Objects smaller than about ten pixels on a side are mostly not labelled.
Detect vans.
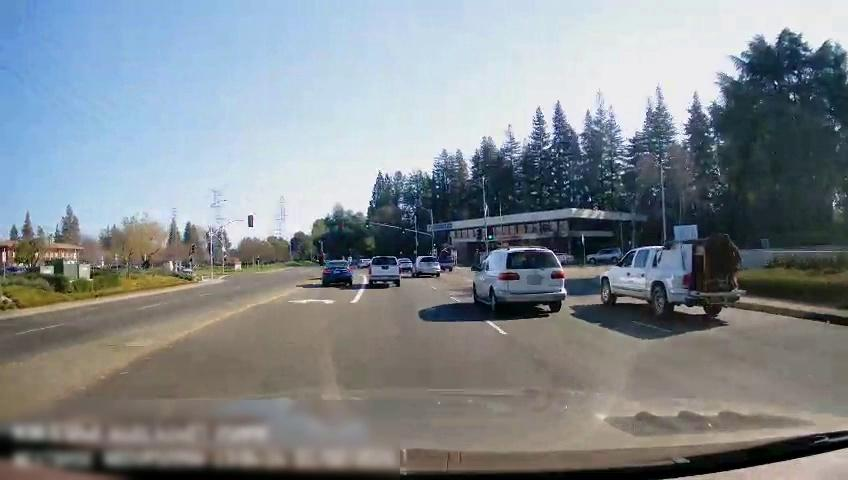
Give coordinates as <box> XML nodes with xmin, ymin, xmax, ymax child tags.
<box><xmin>469</xmin><ymin>246</ymin><xmax>569</xmax><ymax>317</ymax></box>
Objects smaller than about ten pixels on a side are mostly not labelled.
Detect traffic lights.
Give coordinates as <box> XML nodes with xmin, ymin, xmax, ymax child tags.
<box><xmin>247</xmin><ymin>214</ymin><xmax>254</xmax><ymax>228</ymax></box>
<box><xmin>476</xmin><ymin>228</ymin><xmax>483</xmax><ymax>242</ymax></box>
<box><xmin>487</xmin><ymin>224</ymin><xmax>496</xmax><ymax>240</ymax></box>
<box><xmin>318</xmin><ymin>255</ymin><xmax>325</xmax><ymax>267</ymax></box>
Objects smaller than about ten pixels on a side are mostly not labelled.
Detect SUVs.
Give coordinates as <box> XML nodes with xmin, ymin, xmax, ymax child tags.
<box><xmin>411</xmin><ymin>255</ymin><xmax>441</xmax><ymax>278</ymax></box>
<box><xmin>584</xmin><ymin>246</ymin><xmax>623</xmax><ymax>265</ymax></box>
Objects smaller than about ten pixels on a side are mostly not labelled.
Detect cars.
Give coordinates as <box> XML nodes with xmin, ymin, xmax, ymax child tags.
<box><xmin>397</xmin><ymin>257</ymin><xmax>414</xmax><ymax>272</ymax></box>
<box><xmin>357</xmin><ymin>258</ymin><xmax>370</xmax><ymax>269</ymax></box>
<box><xmin>321</xmin><ymin>259</ymin><xmax>353</xmax><ymax>288</ymax></box>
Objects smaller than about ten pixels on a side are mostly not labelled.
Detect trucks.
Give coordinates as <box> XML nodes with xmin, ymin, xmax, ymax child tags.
<box><xmin>367</xmin><ymin>255</ymin><xmax>402</xmax><ymax>287</ymax></box>
<box><xmin>555</xmin><ymin>251</ymin><xmax>576</xmax><ymax>264</ymax></box>
<box><xmin>436</xmin><ymin>249</ymin><xmax>455</xmax><ymax>272</ymax></box>
<box><xmin>597</xmin><ymin>238</ymin><xmax>742</xmax><ymax>322</ymax></box>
